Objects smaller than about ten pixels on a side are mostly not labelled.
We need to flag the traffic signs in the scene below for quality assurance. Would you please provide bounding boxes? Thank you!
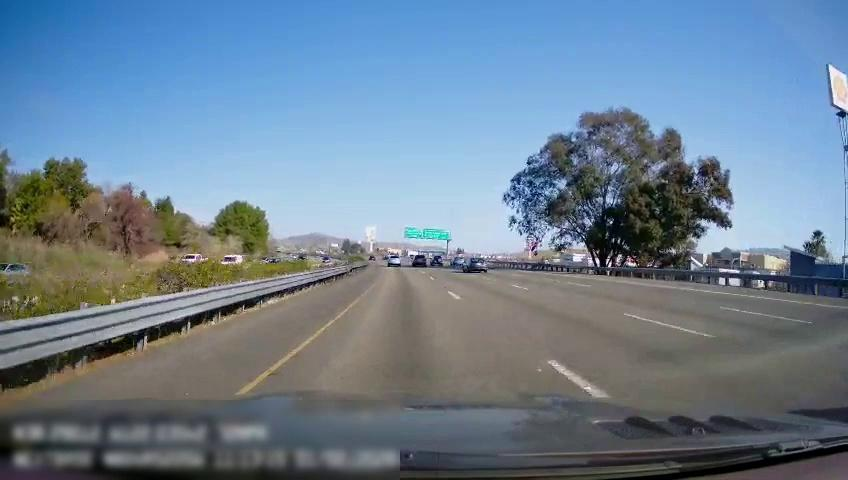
[404,226,419,238]
[421,226,451,240]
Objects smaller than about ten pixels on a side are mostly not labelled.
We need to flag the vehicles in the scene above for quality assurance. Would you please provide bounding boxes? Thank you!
[462,258,489,273]
[450,257,466,269]
[181,254,209,262]
[223,255,243,264]
[387,254,402,267]
[0,262,34,277]
[411,254,426,267]
[429,255,443,267]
